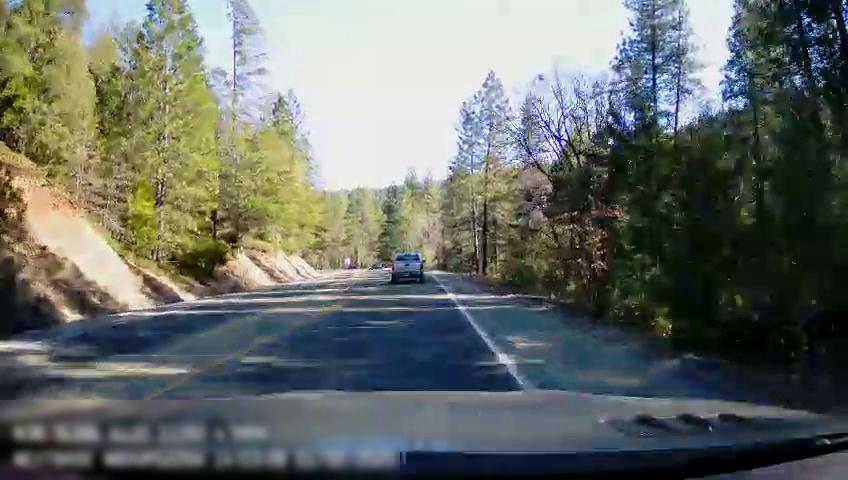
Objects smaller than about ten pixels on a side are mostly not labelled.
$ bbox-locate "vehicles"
[370,262,382,270]
[391,254,424,284]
